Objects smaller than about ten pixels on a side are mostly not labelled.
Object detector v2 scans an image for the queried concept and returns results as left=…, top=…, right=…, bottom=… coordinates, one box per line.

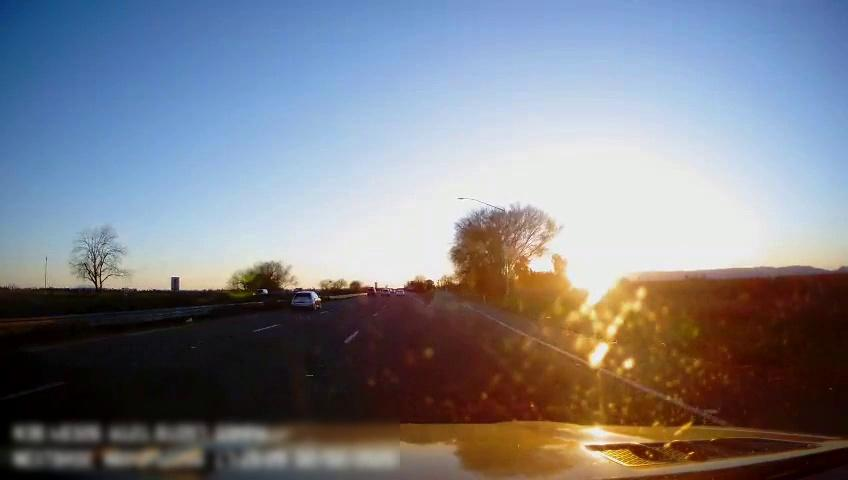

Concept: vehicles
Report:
left=252, top=287, right=271, bottom=298
left=290, top=291, right=323, bottom=313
